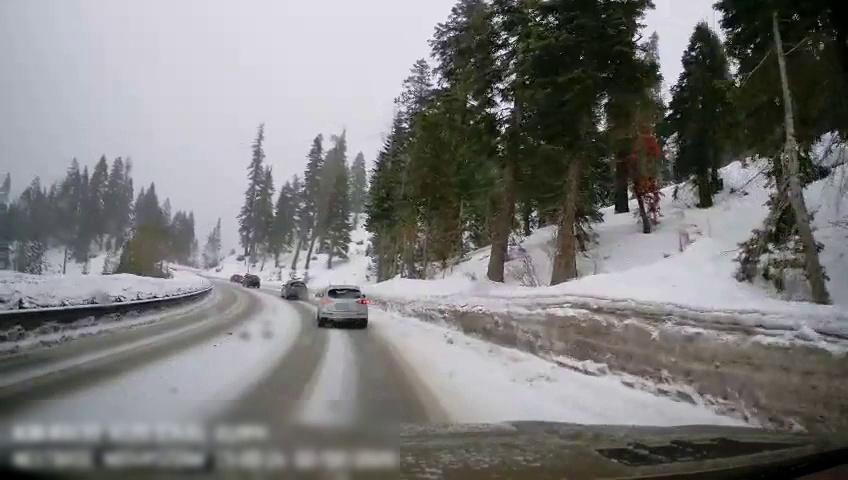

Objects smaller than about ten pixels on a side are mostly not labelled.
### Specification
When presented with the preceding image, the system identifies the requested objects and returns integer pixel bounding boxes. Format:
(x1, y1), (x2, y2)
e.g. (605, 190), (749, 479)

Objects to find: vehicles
(230, 274), (242, 283)
(313, 284), (368, 331)
(241, 274), (261, 288)
(279, 279), (311, 302)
